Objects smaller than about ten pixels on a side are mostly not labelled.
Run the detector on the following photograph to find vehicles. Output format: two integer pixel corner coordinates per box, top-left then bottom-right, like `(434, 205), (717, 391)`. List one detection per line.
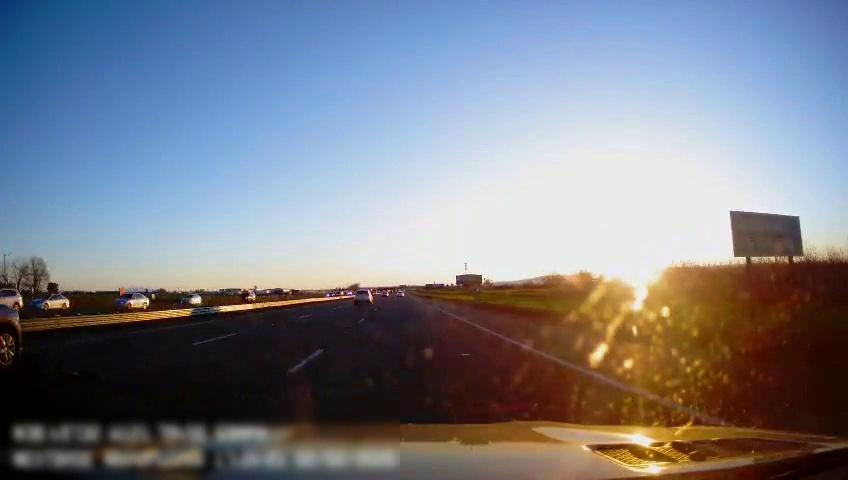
(240, 292), (257, 304)
(354, 289), (374, 306)
(0, 302), (24, 372)
(178, 294), (202, 308)
(112, 292), (150, 312)
(28, 292), (70, 314)
(0, 287), (24, 312)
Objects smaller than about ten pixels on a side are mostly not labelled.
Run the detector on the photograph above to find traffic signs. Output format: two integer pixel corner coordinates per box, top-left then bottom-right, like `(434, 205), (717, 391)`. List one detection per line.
(457, 275), (469, 285)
